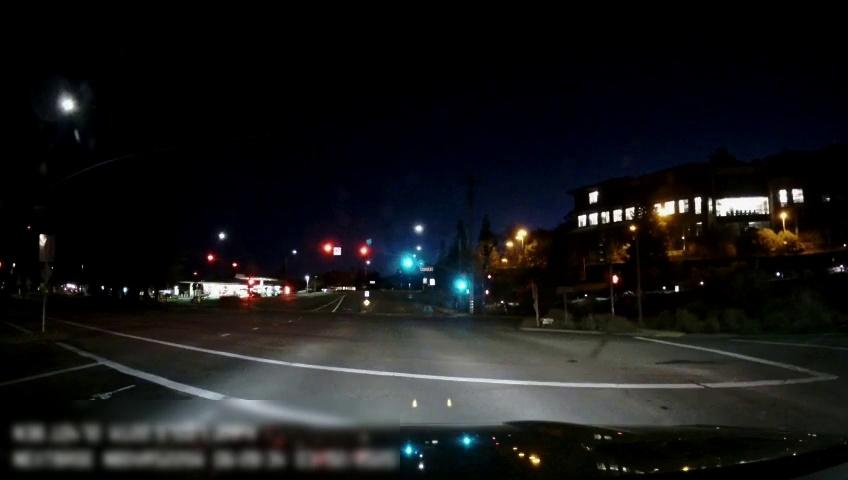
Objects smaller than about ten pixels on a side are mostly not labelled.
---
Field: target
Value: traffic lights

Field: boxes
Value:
[611,272,619,285]
[456,278,467,293]
[404,252,412,268]
[360,247,368,262]
[599,242,609,264]
[324,243,332,258]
